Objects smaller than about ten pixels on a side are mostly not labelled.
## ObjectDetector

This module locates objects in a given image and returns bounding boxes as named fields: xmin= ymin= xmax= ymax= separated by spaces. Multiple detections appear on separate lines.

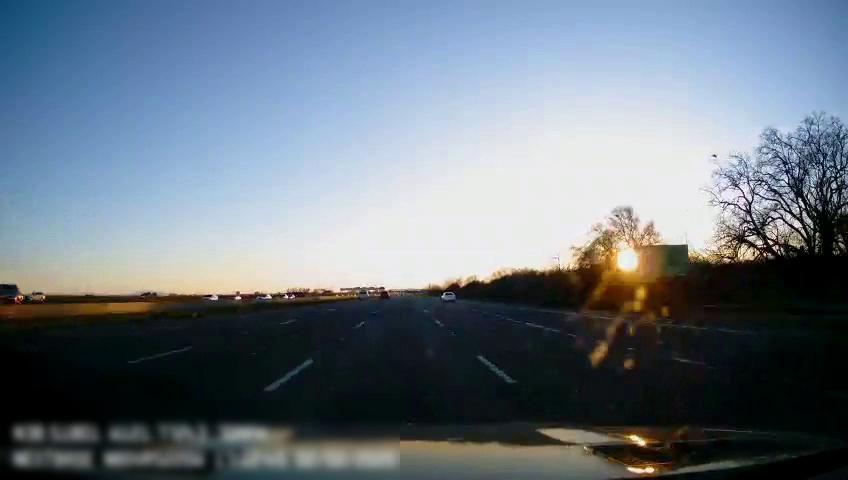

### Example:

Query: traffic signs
xmin=628 ymin=244 xmax=689 ymax=277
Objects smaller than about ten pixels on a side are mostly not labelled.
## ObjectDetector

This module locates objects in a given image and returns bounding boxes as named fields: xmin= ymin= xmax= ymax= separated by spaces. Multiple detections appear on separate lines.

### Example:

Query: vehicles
xmin=0 ymin=283 xmax=23 ymax=307
xmin=379 ymin=291 xmax=390 ymax=300
xmin=24 ymin=291 xmax=46 ymax=302
xmin=201 ymin=294 xmax=219 ymax=302
xmin=276 ymin=294 xmax=289 ymax=300
xmin=256 ymin=294 xmax=272 ymax=301
xmin=440 ymin=292 xmax=456 ymax=303
xmin=229 ymin=295 xmax=242 ymax=301
xmin=358 ymin=289 xmax=370 ymax=301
